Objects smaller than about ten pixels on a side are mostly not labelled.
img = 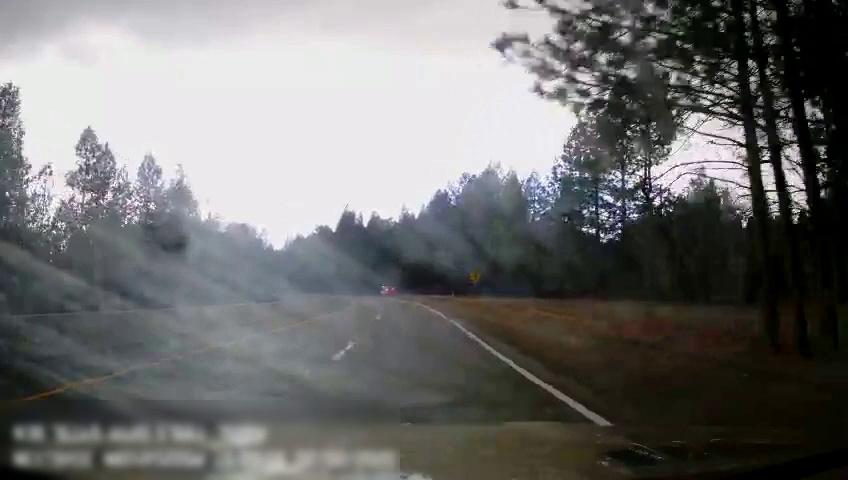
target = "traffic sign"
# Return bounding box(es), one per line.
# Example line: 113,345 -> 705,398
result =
469,270 -> 481,282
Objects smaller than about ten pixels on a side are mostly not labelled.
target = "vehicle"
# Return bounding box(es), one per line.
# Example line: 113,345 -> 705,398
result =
381,285 -> 396,295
